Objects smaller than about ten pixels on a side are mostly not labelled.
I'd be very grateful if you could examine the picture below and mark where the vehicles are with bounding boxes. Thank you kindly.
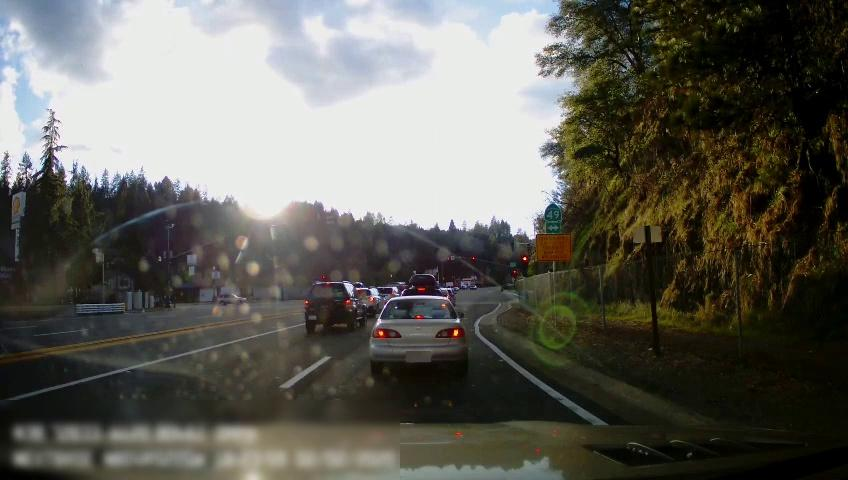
[402,273,443,297]
[441,287,457,304]
[353,286,388,318]
[216,290,246,306]
[303,280,370,337]
[368,295,468,376]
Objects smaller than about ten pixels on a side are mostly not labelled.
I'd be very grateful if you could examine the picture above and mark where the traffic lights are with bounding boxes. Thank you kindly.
[520,255,528,272]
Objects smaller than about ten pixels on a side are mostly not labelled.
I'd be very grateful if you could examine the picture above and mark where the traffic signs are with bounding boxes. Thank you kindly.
[535,234,572,262]
[543,221,562,234]
[544,203,562,221]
